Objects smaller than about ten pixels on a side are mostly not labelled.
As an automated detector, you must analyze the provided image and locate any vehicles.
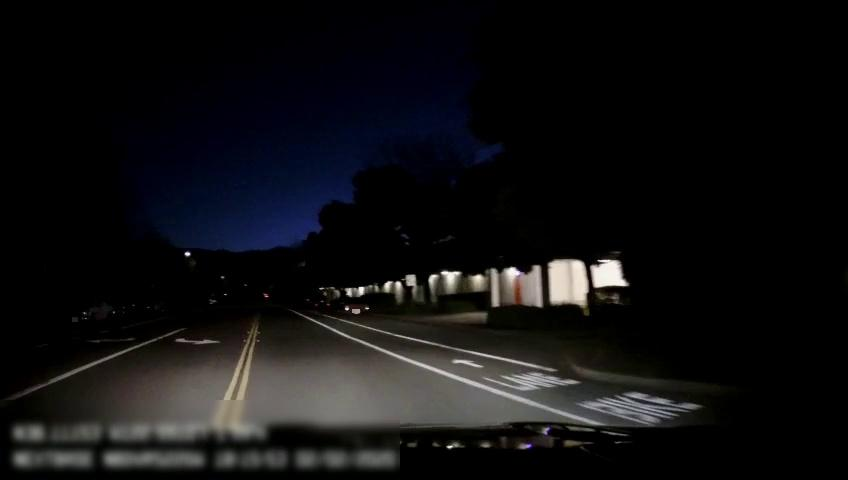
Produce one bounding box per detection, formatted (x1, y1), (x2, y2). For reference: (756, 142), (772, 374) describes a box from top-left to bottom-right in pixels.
(335, 296), (370, 318)
(71, 301), (115, 327)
